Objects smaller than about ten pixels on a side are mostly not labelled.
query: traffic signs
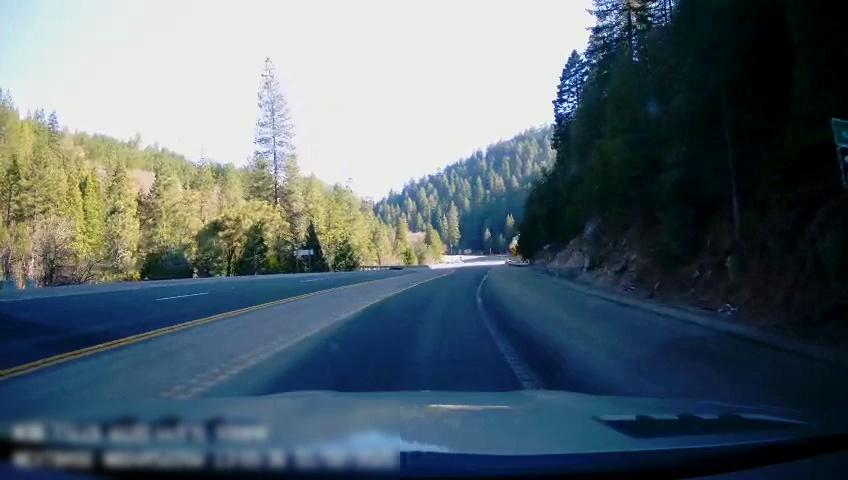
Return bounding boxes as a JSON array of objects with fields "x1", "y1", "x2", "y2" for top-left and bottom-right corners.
[
  {"x1": 830, "y1": 118, "x2": 848, "y2": 205},
  {"x1": 511, "y1": 246, "x2": 518, "y2": 257}
]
